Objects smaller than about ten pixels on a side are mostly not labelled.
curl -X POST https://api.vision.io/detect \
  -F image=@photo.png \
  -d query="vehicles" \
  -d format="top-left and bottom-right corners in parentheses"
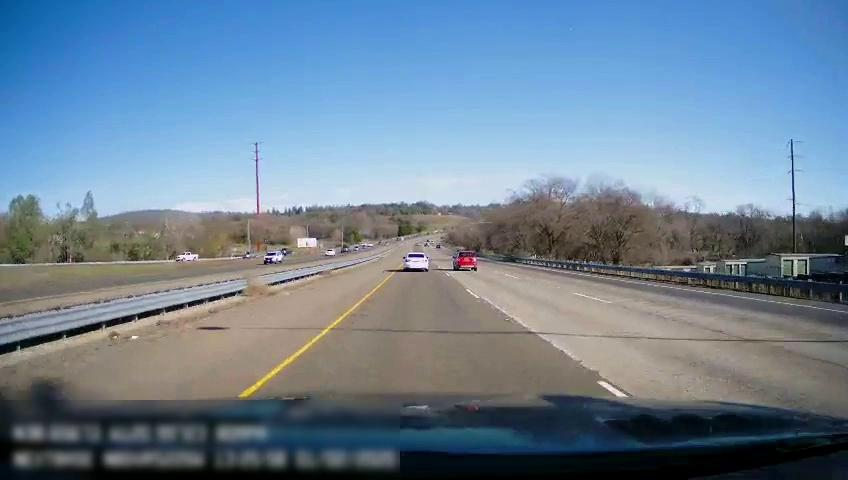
top-left (402, 252), bottom-right (429, 272)
top-left (325, 248), bottom-right (336, 256)
top-left (176, 251), bottom-right (199, 261)
top-left (240, 249), bottom-right (257, 259)
top-left (452, 252), bottom-right (478, 270)
top-left (263, 250), bottom-right (284, 265)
